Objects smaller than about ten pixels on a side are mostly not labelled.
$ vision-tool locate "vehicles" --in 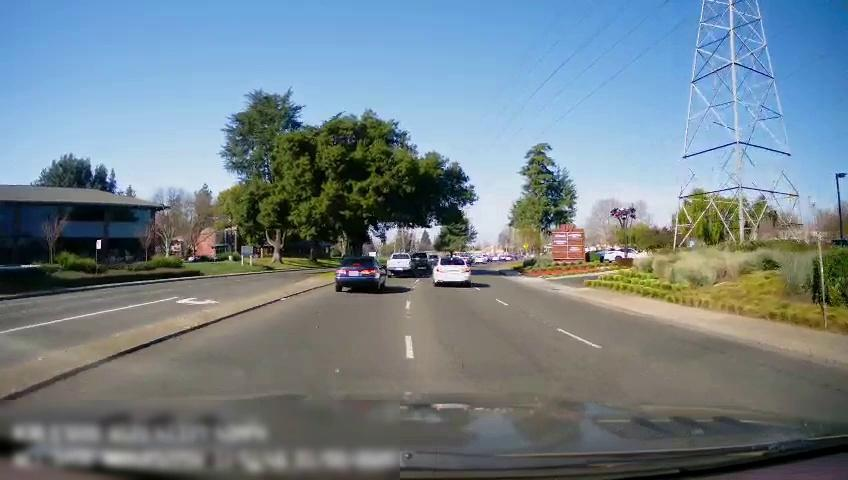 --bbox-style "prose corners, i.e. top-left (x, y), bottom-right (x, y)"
top-left (335, 256), bottom-right (386, 293)
top-left (432, 256), bottom-right (472, 287)
top-left (386, 252), bottom-right (416, 279)
top-left (413, 253), bottom-right (431, 272)
top-left (428, 255), bottom-right (441, 268)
